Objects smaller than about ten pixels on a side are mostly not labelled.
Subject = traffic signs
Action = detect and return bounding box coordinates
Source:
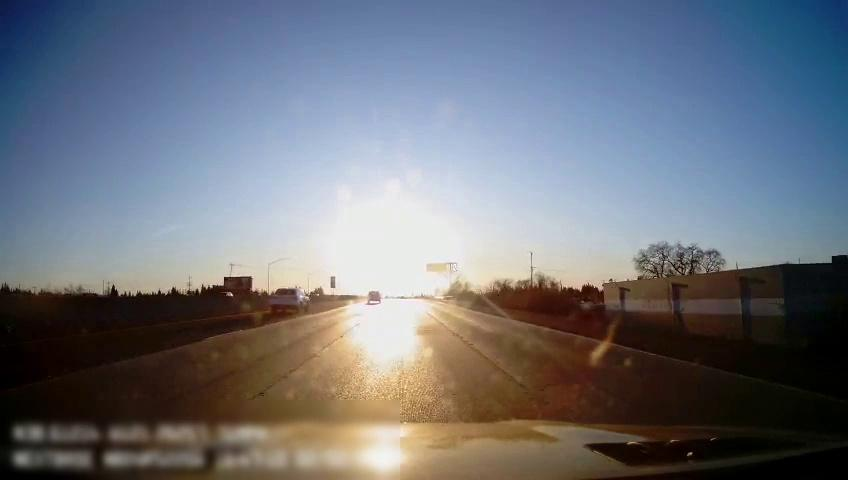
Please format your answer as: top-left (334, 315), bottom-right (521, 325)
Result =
top-left (427, 263), bottom-right (449, 272)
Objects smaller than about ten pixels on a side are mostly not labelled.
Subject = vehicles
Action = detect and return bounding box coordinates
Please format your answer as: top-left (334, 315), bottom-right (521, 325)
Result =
top-left (268, 288), bottom-right (310, 314)
top-left (367, 290), bottom-right (381, 304)
top-left (219, 291), bottom-right (234, 297)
